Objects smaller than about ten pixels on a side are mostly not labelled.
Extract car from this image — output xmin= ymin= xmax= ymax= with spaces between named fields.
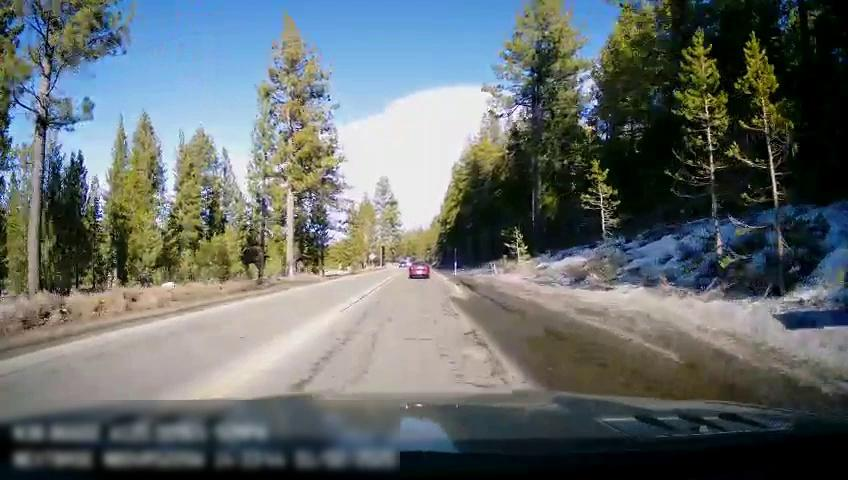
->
xmin=408 ymin=258 xmax=431 ymax=279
